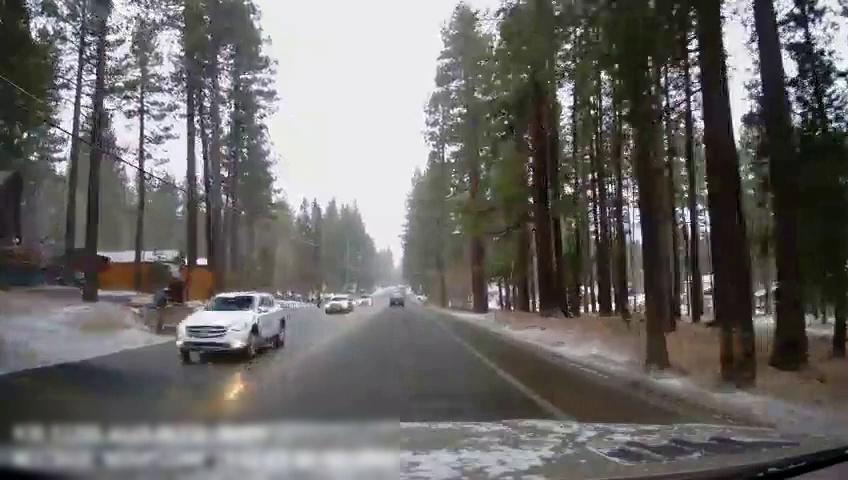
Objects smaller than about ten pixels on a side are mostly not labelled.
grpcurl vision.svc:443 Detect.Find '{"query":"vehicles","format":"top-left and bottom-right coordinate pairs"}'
top-left (177, 291), bottom-right (289, 364)
top-left (325, 294), bottom-right (353, 314)
top-left (388, 294), bottom-right (405, 307)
